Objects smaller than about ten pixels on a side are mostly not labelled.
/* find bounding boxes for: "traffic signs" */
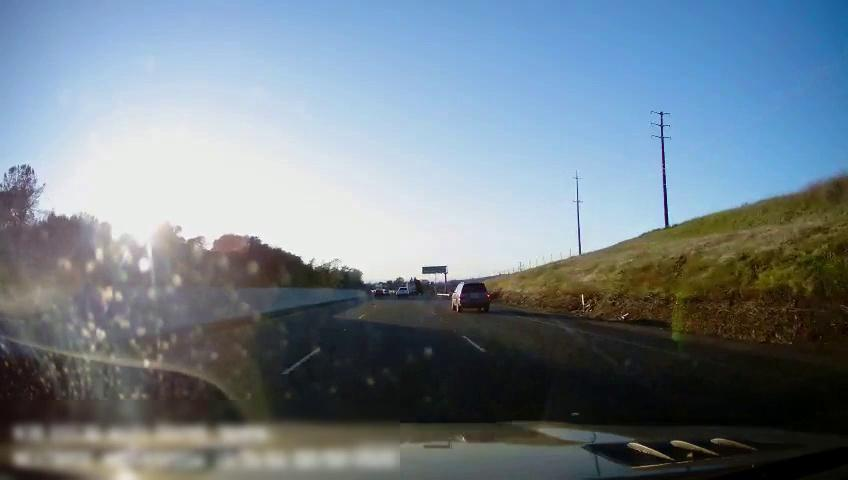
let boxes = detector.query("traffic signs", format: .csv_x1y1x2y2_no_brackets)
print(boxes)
421,265,448,275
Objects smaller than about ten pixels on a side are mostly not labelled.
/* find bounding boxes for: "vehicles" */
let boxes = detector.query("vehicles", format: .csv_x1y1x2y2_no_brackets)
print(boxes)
374,289,385,297
397,286,409,297
406,281,416,294
452,282,490,313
